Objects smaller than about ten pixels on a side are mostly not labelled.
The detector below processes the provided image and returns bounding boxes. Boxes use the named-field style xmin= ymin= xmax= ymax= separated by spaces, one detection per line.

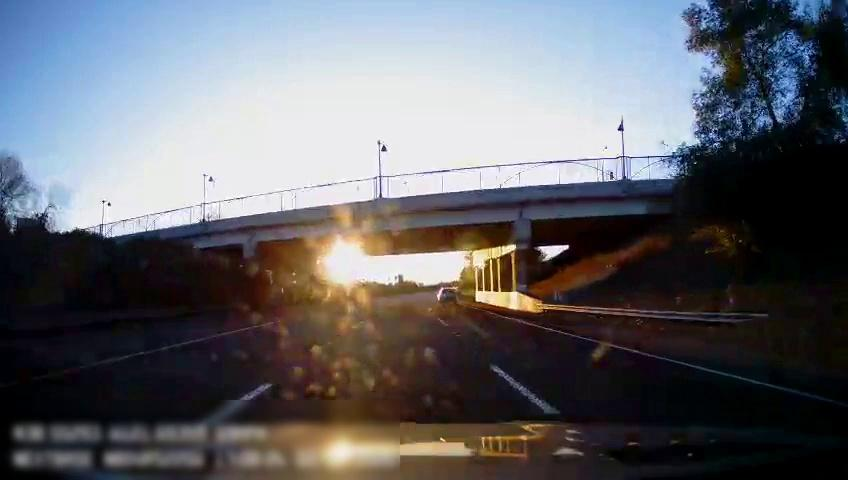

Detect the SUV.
xmin=437 ymin=287 xmax=459 ymax=306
